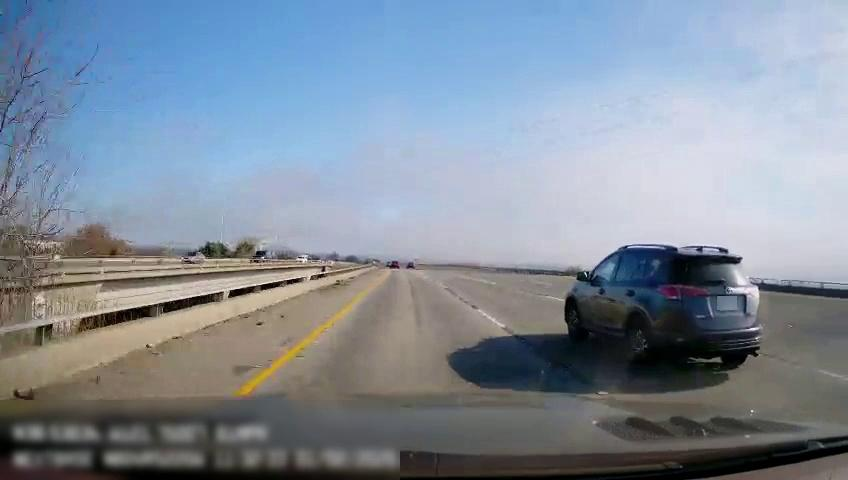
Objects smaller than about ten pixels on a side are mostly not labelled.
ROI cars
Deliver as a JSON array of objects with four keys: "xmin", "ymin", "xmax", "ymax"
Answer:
[{"xmin": 179, "ymin": 251, "xmax": 205, "ymax": 265}]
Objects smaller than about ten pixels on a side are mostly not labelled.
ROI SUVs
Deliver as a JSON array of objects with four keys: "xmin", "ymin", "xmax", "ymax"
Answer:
[
  {"xmin": 250, "ymin": 250, "xmax": 274, "ymax": 264},
  {"xmin": 563, "ymin": 243, "xmax": 762, "ymax": 372}
]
